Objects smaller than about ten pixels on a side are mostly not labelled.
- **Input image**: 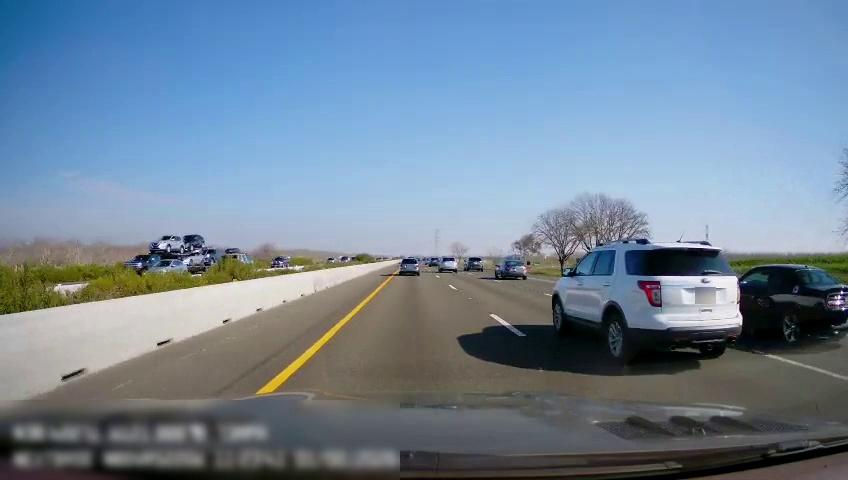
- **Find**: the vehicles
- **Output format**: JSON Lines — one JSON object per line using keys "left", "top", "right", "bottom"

{"left": 149, "top": 234, "right": 225, "bottom": 274}
{"left": 123, "top": 254, "right": 160, "bottom": 276}
{"left": 270, "top": 255, "right": 291, "bottom": 270}
{"left": 146, "top": 259, "right": 189, "bottom": 274}
{"left": 550, "top": 238, "right": 743, "bottom": 362}
{"left": 495, "top": 260, "right": 529, "bottom": 281}
{"left": 738, "top": 263, "right": 848, "bottom": 347}
{"left": 398, "top": 258, "right": 421, "bottom": 276}
{"left": 462, "top": 256, "right": 484, "bottom": 272}
{"left": 429, "top": 258, "right": 440, "bottom": 268}
{"left": 436, "top": 256, "right": 459, "bottom": 273}
{"left": 224, "top": 248, "right": 256, "bottom": 265}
